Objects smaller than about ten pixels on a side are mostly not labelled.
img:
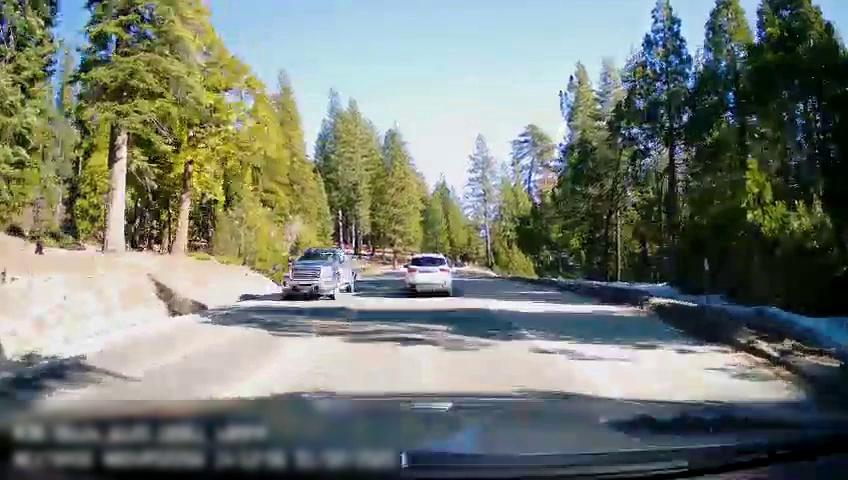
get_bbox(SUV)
[403,254,452,299]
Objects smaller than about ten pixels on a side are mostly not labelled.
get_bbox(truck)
[280,246,354,301]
